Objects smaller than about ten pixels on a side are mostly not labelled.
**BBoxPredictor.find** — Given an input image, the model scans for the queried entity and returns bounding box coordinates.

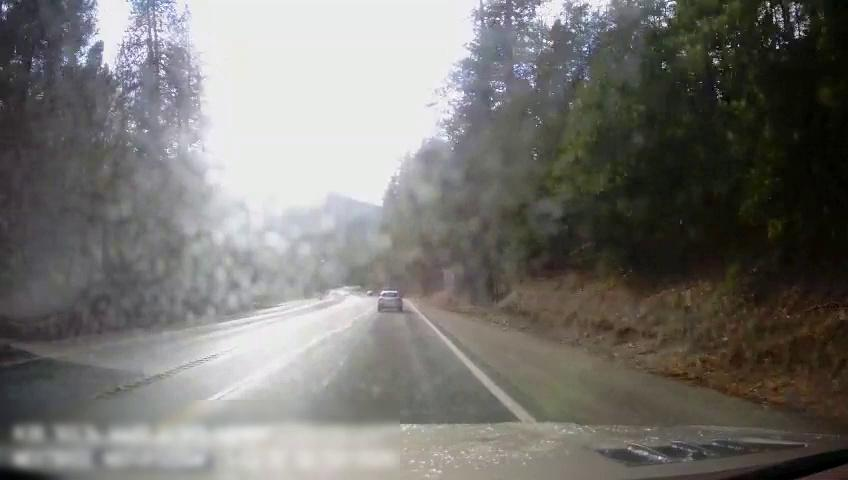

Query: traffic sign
[443,270,454,286]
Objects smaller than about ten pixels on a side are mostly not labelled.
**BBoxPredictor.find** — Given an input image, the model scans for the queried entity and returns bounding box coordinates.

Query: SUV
[377,290,404,312]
